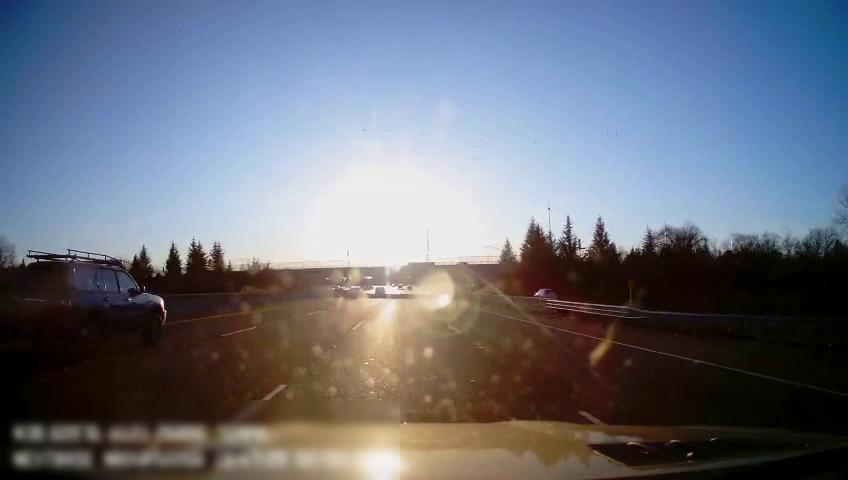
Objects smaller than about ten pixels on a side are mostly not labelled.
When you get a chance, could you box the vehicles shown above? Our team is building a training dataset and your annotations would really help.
[534,288,556,299]
[12,249,168,353]
[374,286,387,298]
[347,286,362,299]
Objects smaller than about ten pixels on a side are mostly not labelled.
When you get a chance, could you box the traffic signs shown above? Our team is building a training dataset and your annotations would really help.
[626,278,637,289]
[406,262,434,275]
